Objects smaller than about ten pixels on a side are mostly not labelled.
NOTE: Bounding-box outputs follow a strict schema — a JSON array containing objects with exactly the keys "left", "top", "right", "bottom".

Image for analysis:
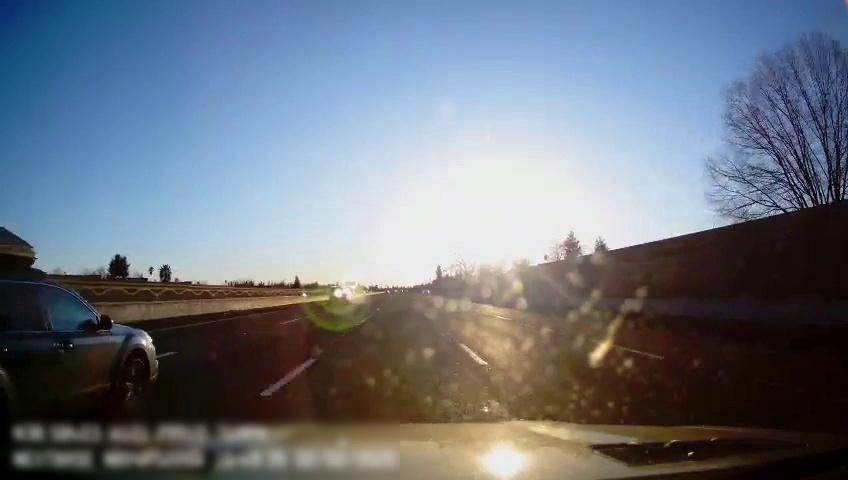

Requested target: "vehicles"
[
  {"left": 0, "top": 226, "right": 160, "bottom": 429},
  {"left": 329, "top": 286, "right": 354, "bottom": 305}
]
